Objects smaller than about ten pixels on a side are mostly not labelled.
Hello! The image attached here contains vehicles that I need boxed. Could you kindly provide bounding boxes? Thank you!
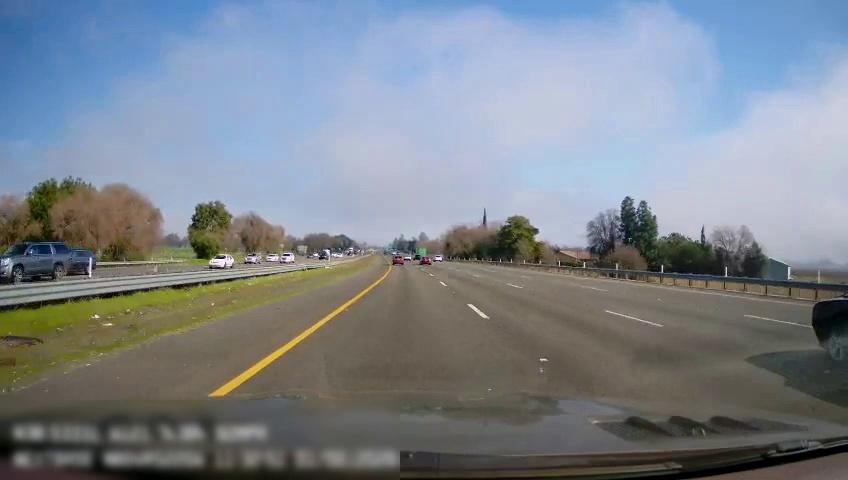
[244,254,262,265]
[318,251,329,261]
[0,239,71,284]
[208,254,236,269]
[279,253,295,264]
[265,253,280,262]
[811,288,848,380]
[68,248,98,277]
